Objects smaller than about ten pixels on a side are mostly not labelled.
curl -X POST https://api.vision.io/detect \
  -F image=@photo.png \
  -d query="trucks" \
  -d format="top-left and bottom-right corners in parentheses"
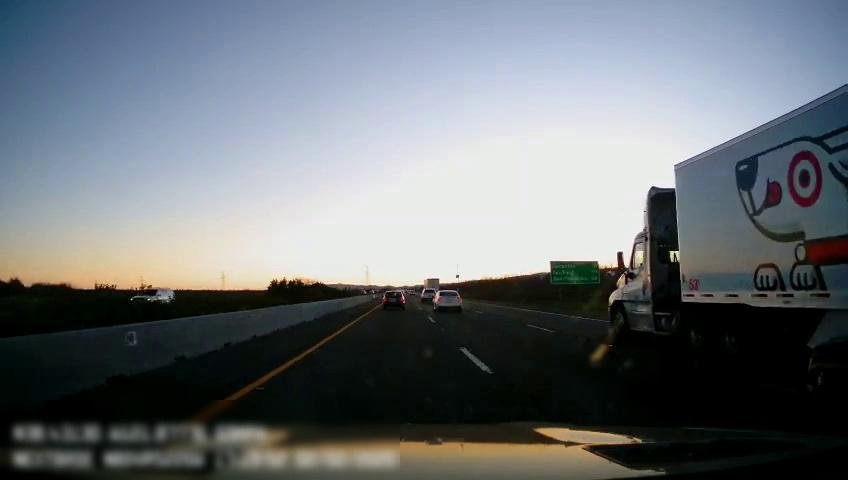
top-left (424, 278), bottom-right (440, 292)
top-left (606, 83), bottom-right (848, 362)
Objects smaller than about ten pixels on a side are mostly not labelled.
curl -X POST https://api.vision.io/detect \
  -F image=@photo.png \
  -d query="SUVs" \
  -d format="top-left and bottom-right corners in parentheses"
top-left (420, 288), bottom-right (438, 304)
top-left (129, 287), bottom-right (175, 305)
top-left (803, 334), bottom-right (848, 437)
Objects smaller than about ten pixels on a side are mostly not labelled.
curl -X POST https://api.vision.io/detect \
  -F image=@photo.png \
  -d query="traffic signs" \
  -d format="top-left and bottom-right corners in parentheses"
top-left (550, 261), bottom-right (601, 284)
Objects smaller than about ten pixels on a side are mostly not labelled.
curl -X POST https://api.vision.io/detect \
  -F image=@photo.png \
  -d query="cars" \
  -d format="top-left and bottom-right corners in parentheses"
top-left (432, 289), bottom-right (463, 313)
top-left (382, 290), bottom-right (406, 311)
